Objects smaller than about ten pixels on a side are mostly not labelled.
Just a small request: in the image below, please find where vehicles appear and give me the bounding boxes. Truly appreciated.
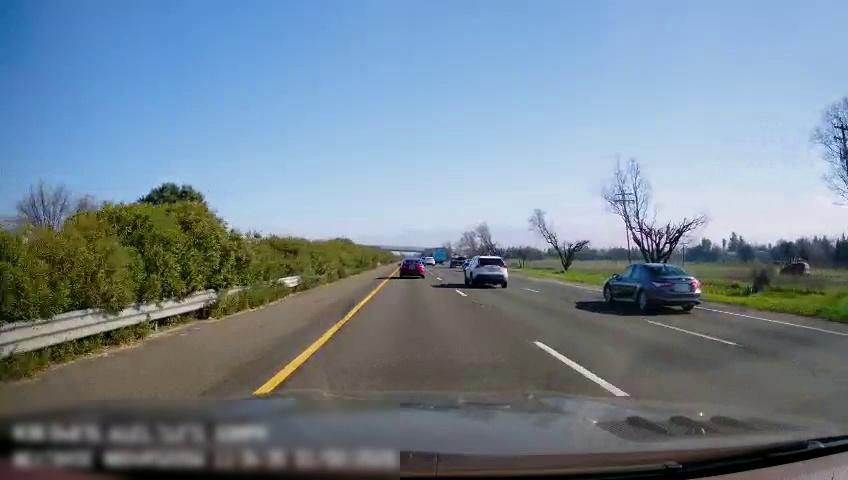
[449,257,465,268]
[460,258,472,271]
[780,262,811,276]
[602,263,702,315]
[396,257,426,280]
[433,249,448,264]
[420,256,435,266]
[463,255,508,289]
